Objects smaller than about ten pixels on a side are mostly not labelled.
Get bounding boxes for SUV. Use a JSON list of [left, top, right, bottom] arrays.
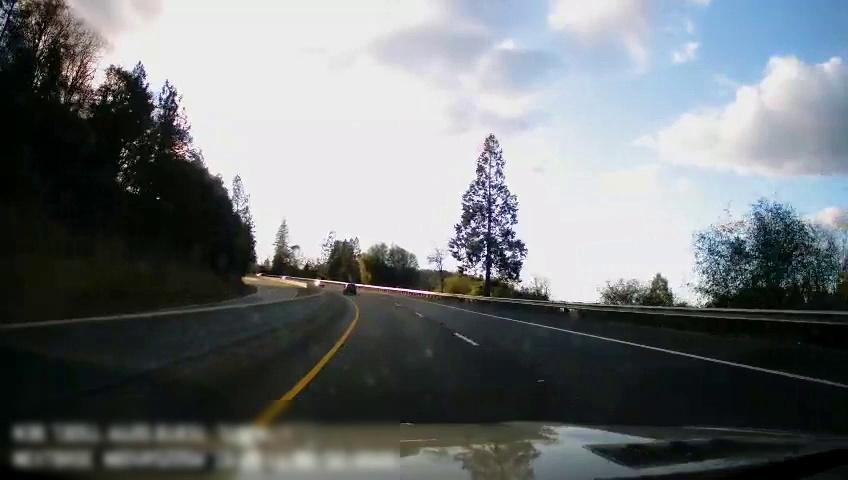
[[343, 282, 357, 295]]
